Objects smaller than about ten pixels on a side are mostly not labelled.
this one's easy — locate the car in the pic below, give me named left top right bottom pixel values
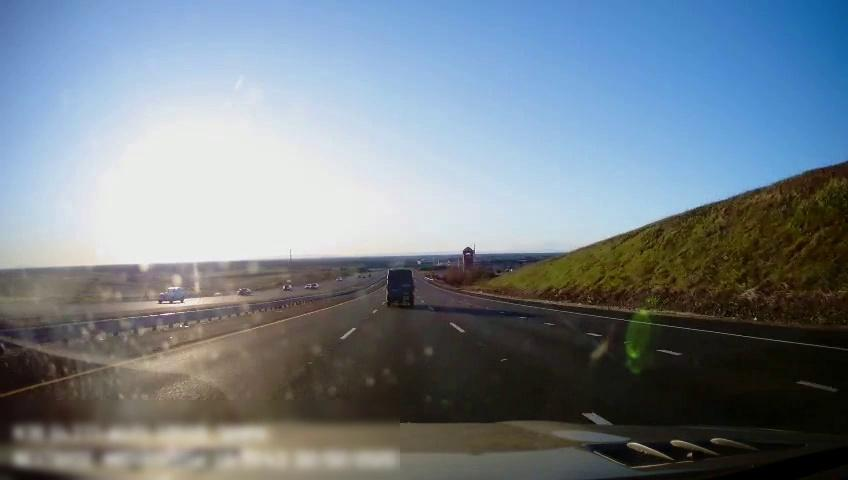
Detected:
left=237, top=288, right=251, bottom=297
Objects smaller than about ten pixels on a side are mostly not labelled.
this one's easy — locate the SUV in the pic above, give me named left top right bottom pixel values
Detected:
left=158, top=286, right=185, bottom=304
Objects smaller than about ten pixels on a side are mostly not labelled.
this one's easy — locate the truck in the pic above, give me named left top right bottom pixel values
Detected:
left=387, top=269, right=414, bottom=308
